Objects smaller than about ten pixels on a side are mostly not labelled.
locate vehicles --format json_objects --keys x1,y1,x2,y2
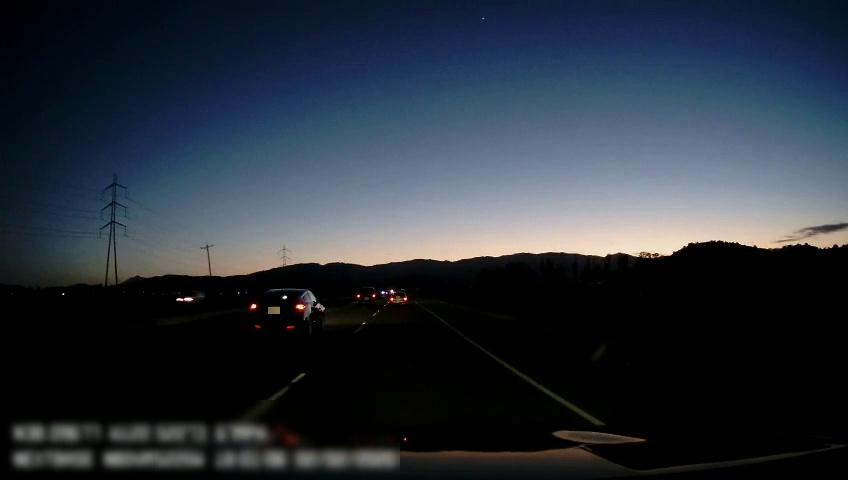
[
  {"x1": 174, "y1": 290, "x2": 207, "y2": 304},
  {"x1": 357, "y1": 288, "x2": 379, "y2": 305},
  {"x1": 388, "y1": 288, "x2": 407, "y2": 304},
  {"x1": 246, "y1": 289, "x2": 326, "y2": 345}
]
